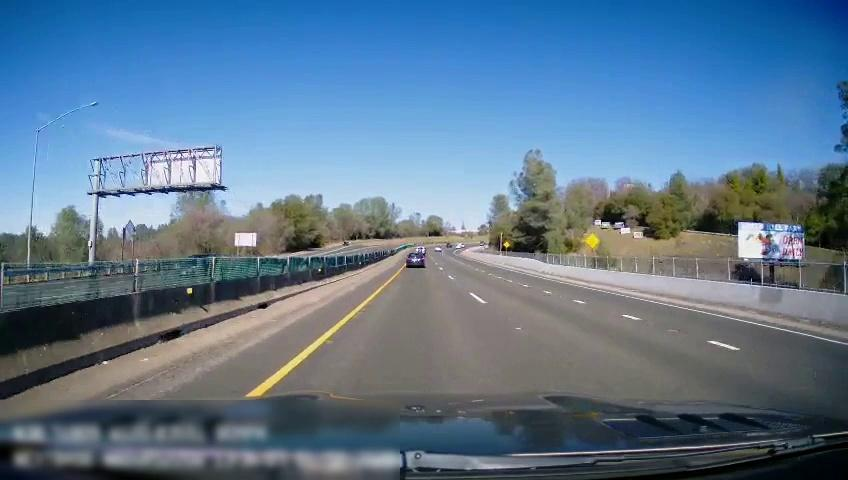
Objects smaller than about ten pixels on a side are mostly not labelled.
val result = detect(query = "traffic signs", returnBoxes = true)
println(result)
[583,232,602,250]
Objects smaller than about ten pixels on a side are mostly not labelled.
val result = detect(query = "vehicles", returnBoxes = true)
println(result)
[415,246,425,256]
[406,251,424,268]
